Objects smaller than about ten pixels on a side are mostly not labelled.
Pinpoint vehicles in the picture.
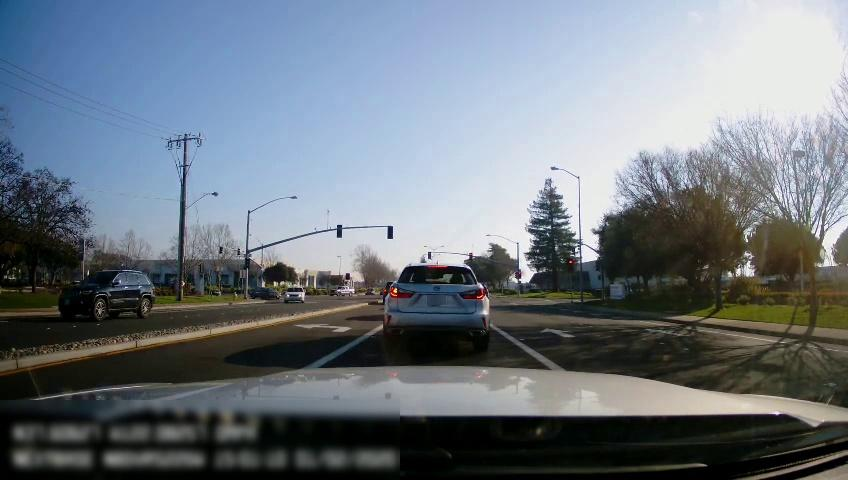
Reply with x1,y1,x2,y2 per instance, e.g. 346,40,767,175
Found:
57,270,157,322
283,287,305,304
382,280,396,305
249,286,281,300
384,264,490,351
329,285,352,297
